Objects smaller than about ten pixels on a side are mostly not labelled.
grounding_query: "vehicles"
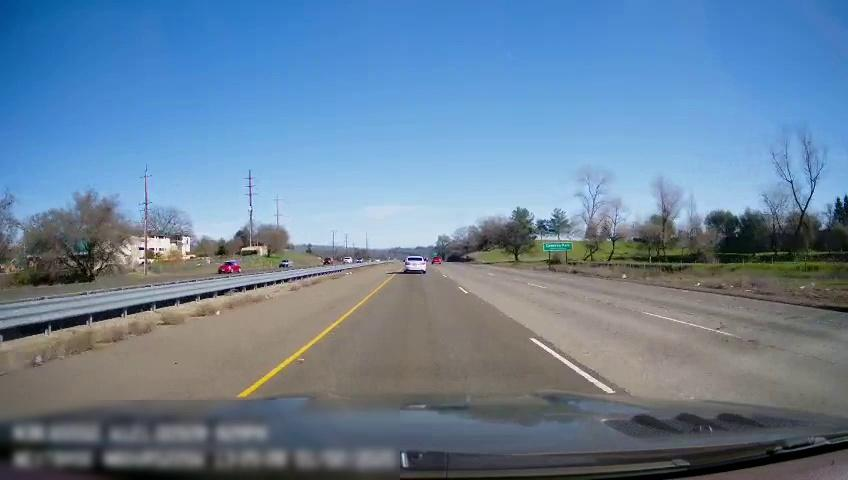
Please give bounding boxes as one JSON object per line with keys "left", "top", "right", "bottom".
{"left": 342, "top": 256, "right": 353, "bottom": 264}
{"left": 217, "top": 260, "right": 241, "bottom": 275}
{"left": 402, "top": 256, "right": 427, "bottom": 274}
{"left": 431, "top": 258, "right": 442, "bottom": 267}
{"left": 322, "top": 257, "right": 334, "bottom": 265}
{"left": 278, "top": 259, "right": 292, "bottom": 269}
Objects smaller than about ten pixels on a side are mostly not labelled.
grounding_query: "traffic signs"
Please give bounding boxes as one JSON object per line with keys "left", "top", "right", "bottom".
{"left": 543, "top": 240, "right": 575, "bottom": 251}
